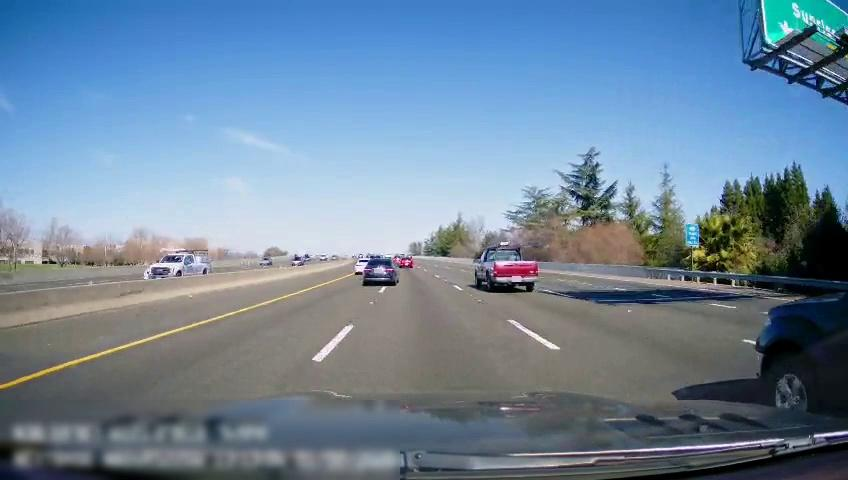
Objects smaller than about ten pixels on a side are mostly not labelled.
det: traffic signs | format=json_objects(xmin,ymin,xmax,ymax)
[{"xmin": 759, "ymin": 0, "xmax": 848, "ymax": 85}]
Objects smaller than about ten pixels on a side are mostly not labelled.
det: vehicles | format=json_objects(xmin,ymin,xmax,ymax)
[
  {"xmin": 146, "ymin": 247, "xmax": 212, "ymax": 280},
  {"xmin": 754, "ymin": 288, "xmax": 848, "ymax": 421},
  {"xmin": 354, "ymin": 258, "xmax": 376, "ymax": 276},
  {"xmin": 362, "ymin": 257, "xmax": 403, "ymax": 288},
  {"xmin": 290, "ymin": 257, "xmax": 305, "ymax": 267},
  {"xmin": 398, "ymin": 257, "xmax": 414, "ymax": 269},
  {"xmin": 474, "ymin": 241, "xmax": 539, "ymax": 293},
  {"xmin": 255, "ymin": 257, "xmax": 273, "ymax": 266}
]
